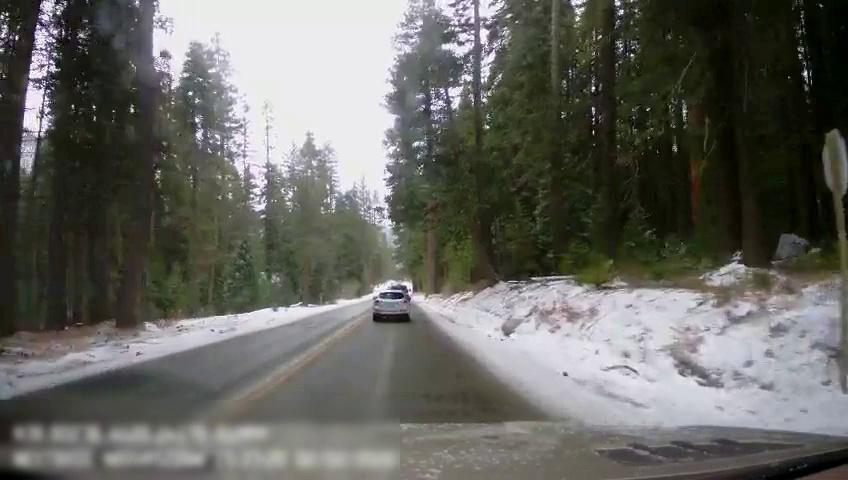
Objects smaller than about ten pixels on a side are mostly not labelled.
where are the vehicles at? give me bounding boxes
[386,283,412,298]
[371,289,412,323]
